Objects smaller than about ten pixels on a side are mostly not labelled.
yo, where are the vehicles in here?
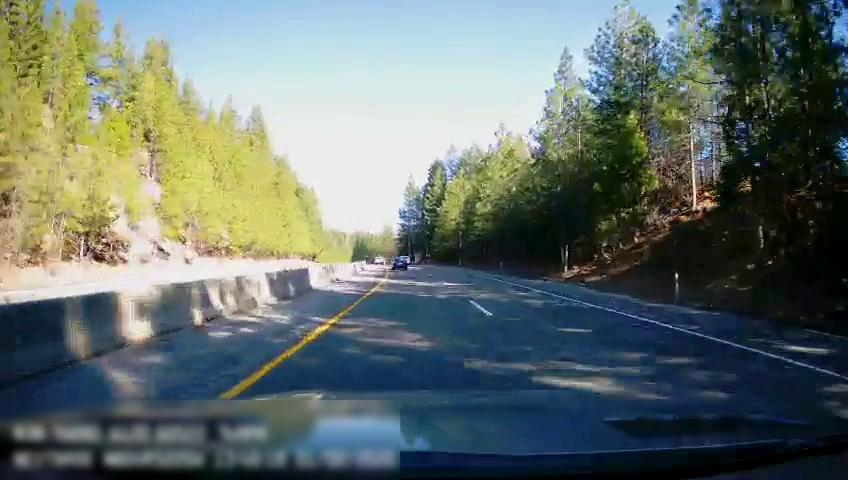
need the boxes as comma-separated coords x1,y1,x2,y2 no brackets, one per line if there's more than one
399,255,411,265
392,257,408,270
